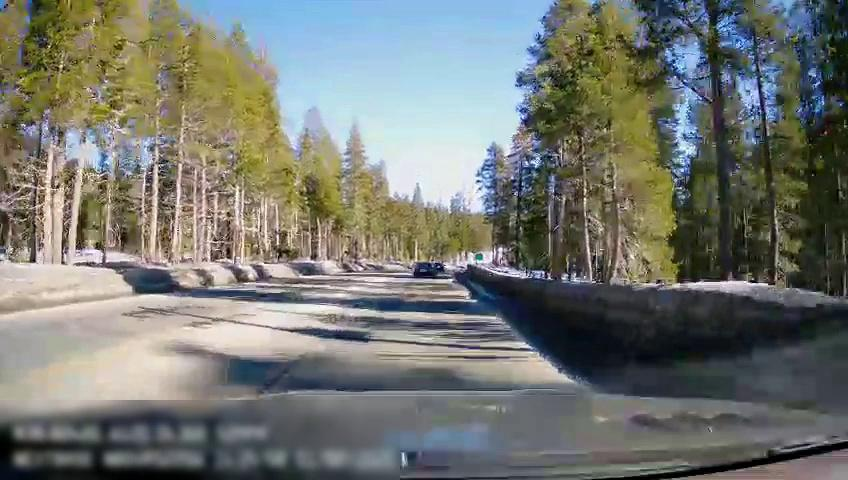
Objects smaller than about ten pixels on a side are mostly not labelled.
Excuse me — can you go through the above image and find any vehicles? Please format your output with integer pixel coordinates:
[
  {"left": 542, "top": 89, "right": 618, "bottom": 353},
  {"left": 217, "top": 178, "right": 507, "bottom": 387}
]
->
[
  {"left": 413, "top": 260, "right": 437, "bottom": 279},
  {"left": 435, "top": 262, "right": 446, "bottom": 273}
]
